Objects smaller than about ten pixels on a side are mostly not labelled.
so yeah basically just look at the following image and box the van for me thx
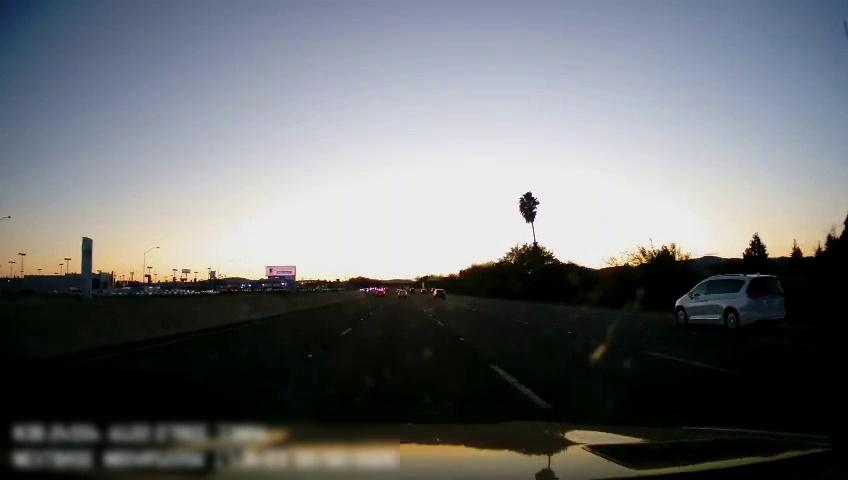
[674,274,786,333]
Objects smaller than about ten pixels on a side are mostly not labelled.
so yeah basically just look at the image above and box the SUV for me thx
[433,289,446,299]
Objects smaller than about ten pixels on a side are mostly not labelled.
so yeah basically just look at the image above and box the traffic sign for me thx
[428,278,440,283]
